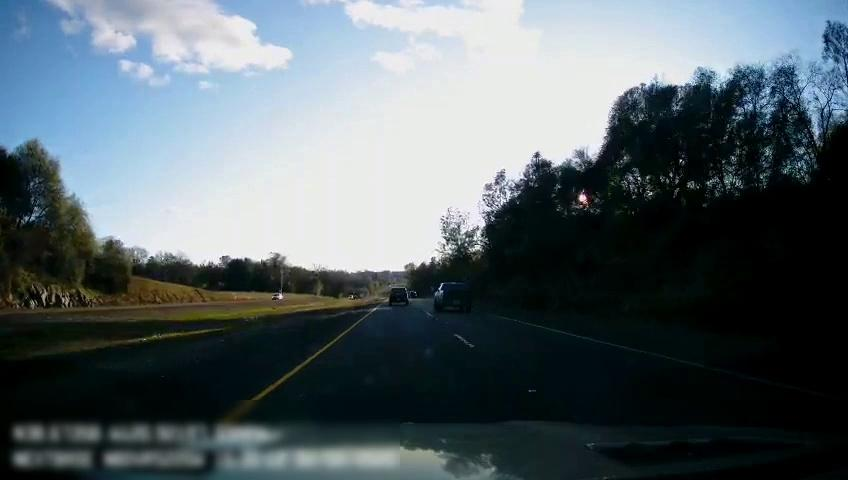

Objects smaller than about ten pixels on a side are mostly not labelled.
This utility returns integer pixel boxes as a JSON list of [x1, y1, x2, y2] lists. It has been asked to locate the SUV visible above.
[[389, 287, 409, 305]]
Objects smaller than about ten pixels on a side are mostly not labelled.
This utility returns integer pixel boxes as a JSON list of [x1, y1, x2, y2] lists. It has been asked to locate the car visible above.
[[271, 293, 284, 301]]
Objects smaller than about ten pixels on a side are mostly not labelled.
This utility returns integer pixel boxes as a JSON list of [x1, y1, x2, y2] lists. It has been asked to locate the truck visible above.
[[433, 282, 473, 313]]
